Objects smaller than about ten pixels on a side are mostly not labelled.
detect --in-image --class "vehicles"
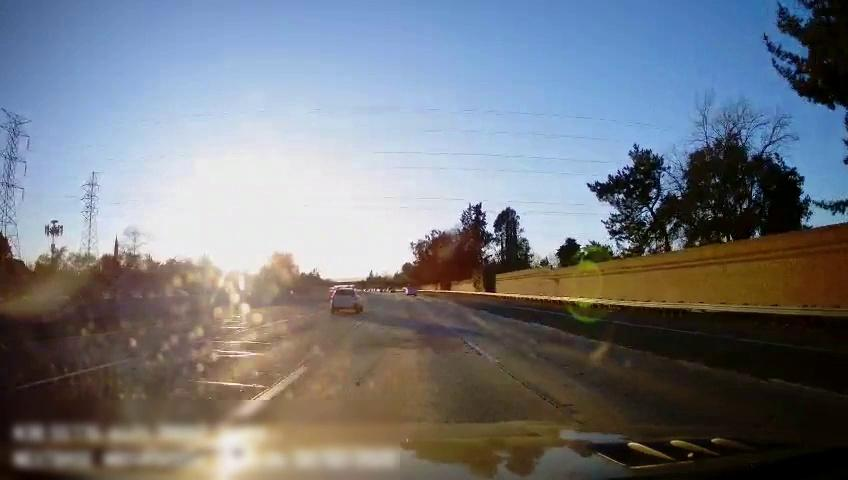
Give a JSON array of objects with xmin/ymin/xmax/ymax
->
[
  {"xmin": 330, "ymin": 287, "xmax": 365, "ymax": 315},
  {"xmin": 405, "ymin": 285, "xmax": 417, "ymax": 296}
]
